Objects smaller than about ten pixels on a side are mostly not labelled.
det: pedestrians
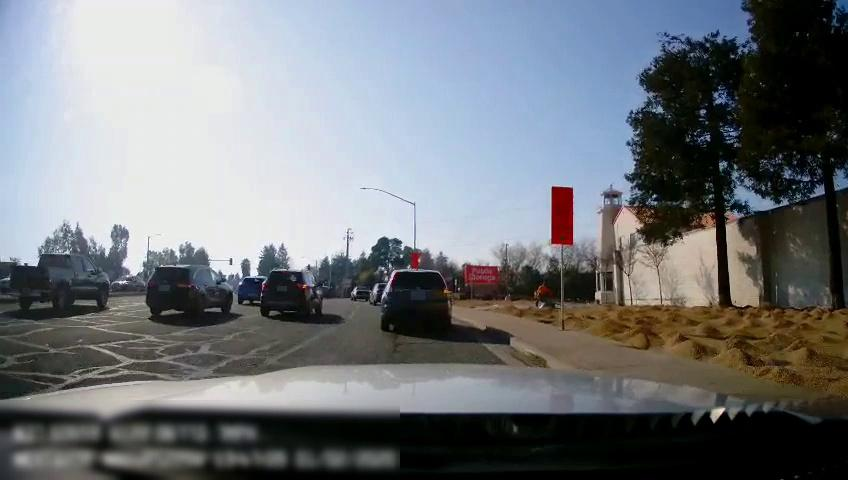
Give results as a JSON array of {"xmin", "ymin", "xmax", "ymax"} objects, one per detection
[{"xmin": 533, "ymin": 280, "xmax": 546, "ymax": 309}]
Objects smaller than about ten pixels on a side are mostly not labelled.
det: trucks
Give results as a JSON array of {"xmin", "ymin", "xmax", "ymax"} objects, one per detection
[{"xmin": 9, "ymin": 254, "xmax": 110, "ymax": 314}]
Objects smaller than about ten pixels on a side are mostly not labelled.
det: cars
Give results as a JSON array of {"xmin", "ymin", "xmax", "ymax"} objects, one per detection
[
  {"xmin": 112, "ymin": 274, "xmax": 146, "ymax": 293},
  {"xmin": 349, "ymin": 286, "xmax": 371, "ymax": 302}
]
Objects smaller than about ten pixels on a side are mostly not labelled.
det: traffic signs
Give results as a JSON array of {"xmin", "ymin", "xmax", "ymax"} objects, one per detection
[
  {"xmin": 411, "ymin": 252, "xmax": 419, "ymax": 269},
  {"xmin": 551, "ymin": 185, "xmax": 574, "ymax": 247}
]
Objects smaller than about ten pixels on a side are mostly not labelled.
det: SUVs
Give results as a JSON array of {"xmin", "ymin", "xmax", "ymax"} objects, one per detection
[
  {"xmin": 144, "ymin": 264, "xmax": 235, "ymax": 322},
  {"xmin": 369, "ymin": 283, "xmax": 387, "ymax": 306},
  {"xmin": 379, "ymin": 269, "xmax": 453, "ymax": 334},
  {"xmin": 260, "ymin": 270, "xmax": 325, "ymax": 322},
  {"xmin": 237, "ymin": 276, "xmax": 267, "ymax": 306}
]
